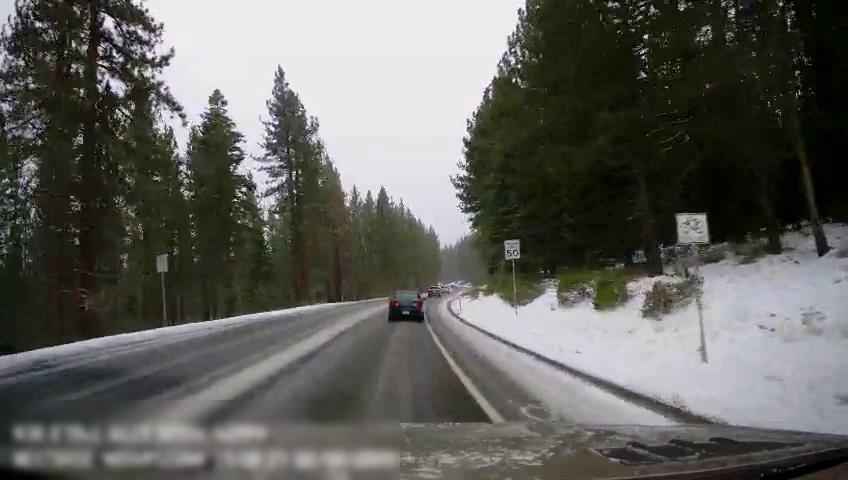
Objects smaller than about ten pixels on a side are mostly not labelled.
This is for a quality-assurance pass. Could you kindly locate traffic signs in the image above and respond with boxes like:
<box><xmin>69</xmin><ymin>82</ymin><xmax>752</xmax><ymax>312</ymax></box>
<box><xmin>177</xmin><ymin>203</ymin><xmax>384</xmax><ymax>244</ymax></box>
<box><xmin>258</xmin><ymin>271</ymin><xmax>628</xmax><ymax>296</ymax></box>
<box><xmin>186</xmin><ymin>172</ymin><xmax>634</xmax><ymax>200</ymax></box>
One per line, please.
<box><xmin>504</xmin><ymin>239</ymin><xmax>521</xmax><ymax>260</ymax></box>
<box><xmin>675</xmin><ymin>212</ymin><xmax>709</xmax><ymax>245</ymax></box>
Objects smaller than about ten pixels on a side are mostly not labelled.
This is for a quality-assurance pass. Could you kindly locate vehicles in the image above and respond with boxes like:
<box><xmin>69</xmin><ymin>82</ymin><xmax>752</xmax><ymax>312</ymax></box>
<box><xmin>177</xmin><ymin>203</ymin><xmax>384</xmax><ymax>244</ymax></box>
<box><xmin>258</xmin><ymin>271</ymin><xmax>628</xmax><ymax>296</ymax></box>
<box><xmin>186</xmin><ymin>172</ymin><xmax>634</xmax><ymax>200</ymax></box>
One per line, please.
<box><xmin>427</xmin><ymin>285</ymin><xmax>443</xmax><ymax>298</ymax></box>
<box><xmin>440</xmin><ymin>283</ymin><xmax>451</xmax><ymax>295</ymax></box>
<box><xmin>388</xmin><ymin>291</ymin><xmax>425</xmax><ymax>323</ymax></box>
